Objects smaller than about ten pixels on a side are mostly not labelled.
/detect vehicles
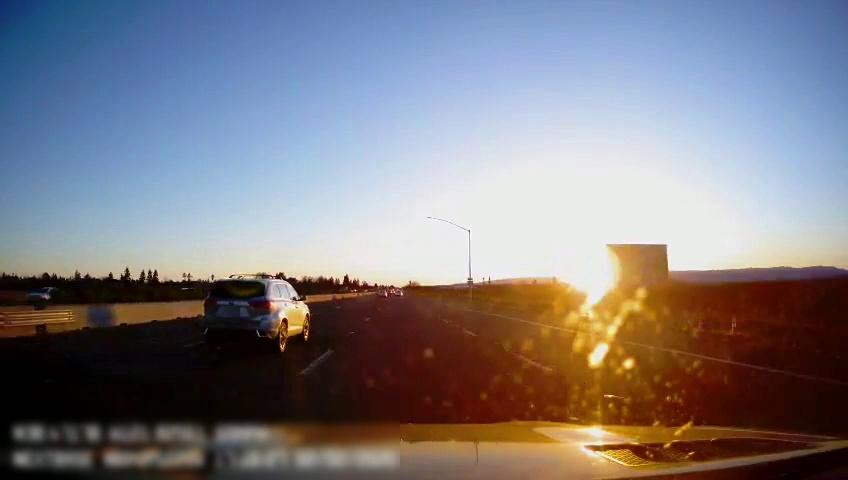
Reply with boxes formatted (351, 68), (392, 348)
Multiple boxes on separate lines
(25, 286), (64, 306)
(202, 272), (312, 356)
(376, 289), (388, 298)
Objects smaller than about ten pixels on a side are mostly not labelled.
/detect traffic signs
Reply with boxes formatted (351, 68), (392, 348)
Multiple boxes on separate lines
(605, 243), (670, 285)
